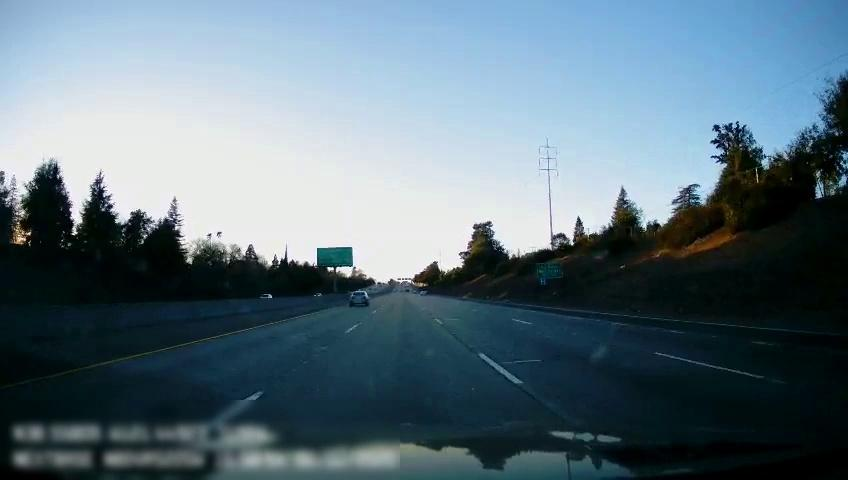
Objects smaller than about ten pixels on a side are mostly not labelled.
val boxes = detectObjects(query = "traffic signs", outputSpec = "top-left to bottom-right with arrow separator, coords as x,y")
537,262 -> 563,278
315,247 -> 354,267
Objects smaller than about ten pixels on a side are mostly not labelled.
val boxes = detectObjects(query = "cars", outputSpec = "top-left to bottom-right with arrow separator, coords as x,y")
259,293 -> 273,299
349,290 -> 370,307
